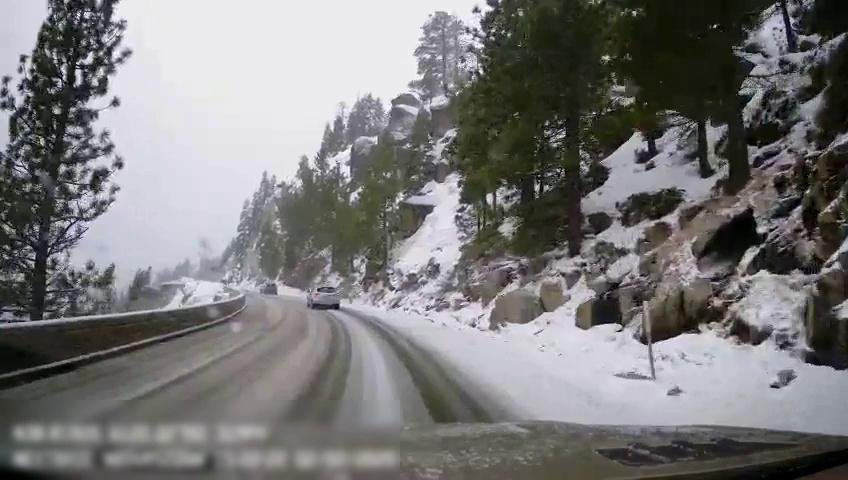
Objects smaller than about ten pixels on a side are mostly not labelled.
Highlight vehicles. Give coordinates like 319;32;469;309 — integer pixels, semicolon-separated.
260;283;280;295
305;283;342;310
